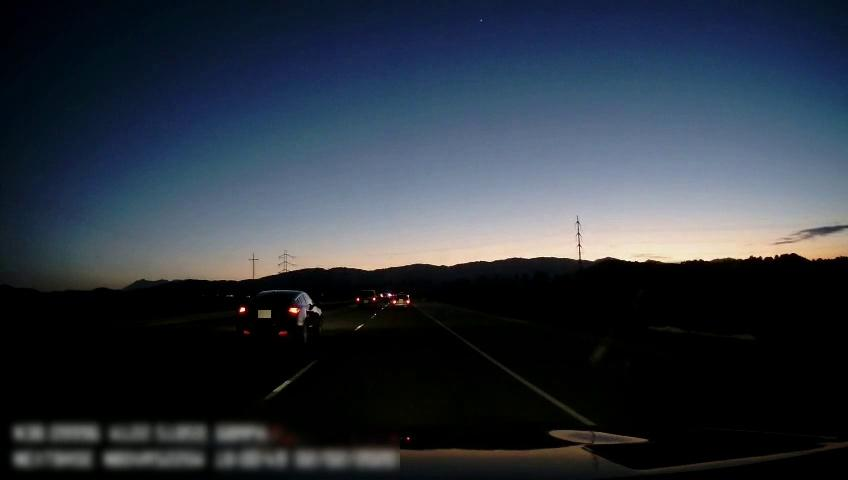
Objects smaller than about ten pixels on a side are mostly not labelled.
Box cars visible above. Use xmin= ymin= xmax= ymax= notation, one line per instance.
xmin=390 ymin=292 xmax=409 ymax=308
xmin=235 ymin=290 xmax=321 ymax=344
xmin=356 ymin=289 xmax=377 ymax=306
